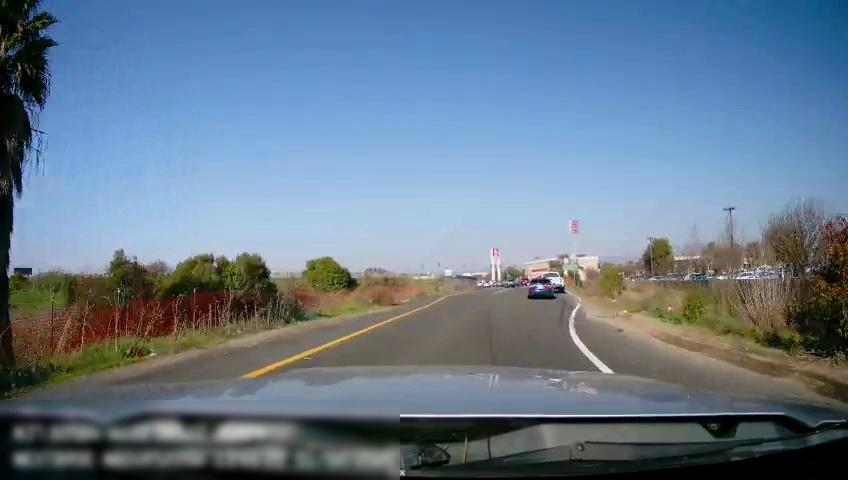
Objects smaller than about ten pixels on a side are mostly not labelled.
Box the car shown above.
[527,279,556,299]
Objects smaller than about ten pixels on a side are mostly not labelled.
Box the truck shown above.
[541,272,565,293]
